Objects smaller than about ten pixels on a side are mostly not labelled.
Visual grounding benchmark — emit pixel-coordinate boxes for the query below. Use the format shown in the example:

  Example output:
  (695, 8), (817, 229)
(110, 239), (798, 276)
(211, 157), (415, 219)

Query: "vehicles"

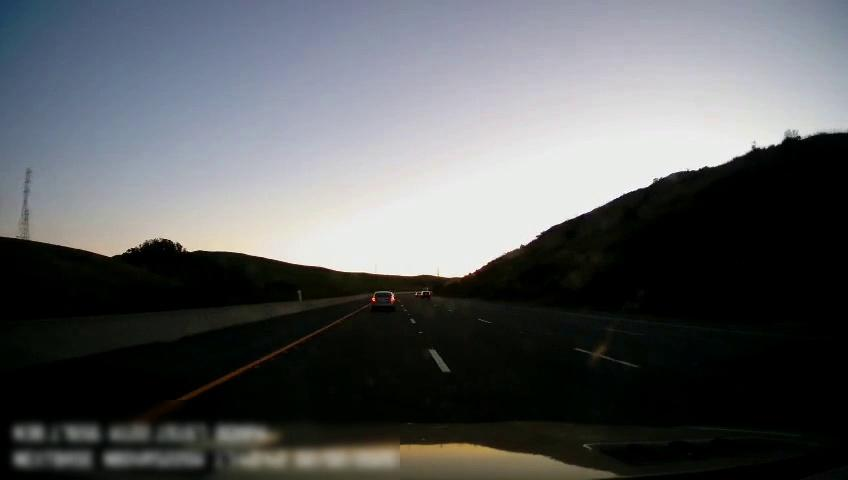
(420, 290), (431, 299)
(371, 291), (395, 311)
